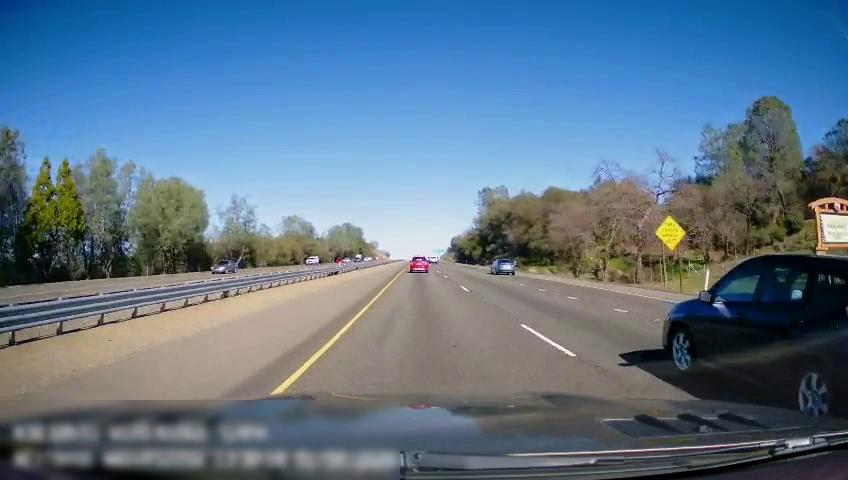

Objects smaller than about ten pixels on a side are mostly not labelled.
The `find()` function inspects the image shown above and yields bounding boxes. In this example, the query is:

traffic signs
[655,215,686,250]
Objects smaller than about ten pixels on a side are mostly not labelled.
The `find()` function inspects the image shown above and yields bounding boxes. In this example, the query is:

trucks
[305,256,320,265]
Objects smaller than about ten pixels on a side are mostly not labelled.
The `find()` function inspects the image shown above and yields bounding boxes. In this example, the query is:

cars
[210,259,239,275]
[664,252,848,416]
[491,259,515,275]
[408,255,430,273]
